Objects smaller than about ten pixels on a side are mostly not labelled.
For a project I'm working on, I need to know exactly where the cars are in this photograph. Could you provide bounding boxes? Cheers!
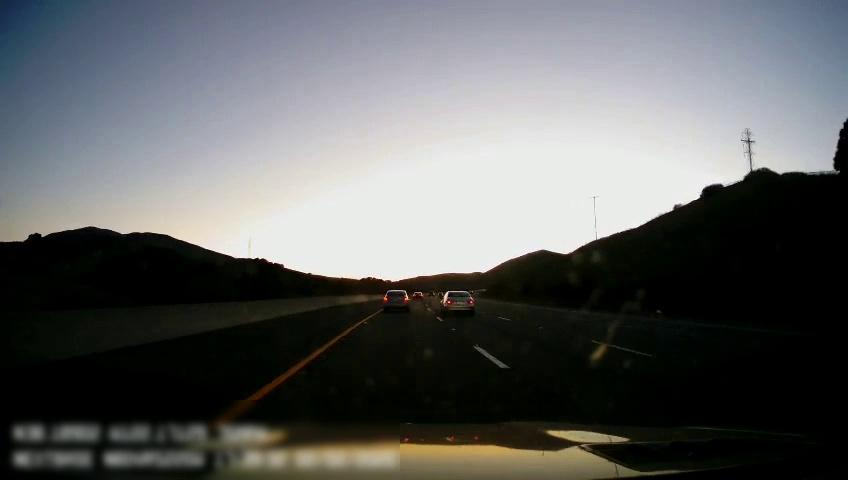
[412,292,424,300]
[439,290,474,316]
[383,290,410,312]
